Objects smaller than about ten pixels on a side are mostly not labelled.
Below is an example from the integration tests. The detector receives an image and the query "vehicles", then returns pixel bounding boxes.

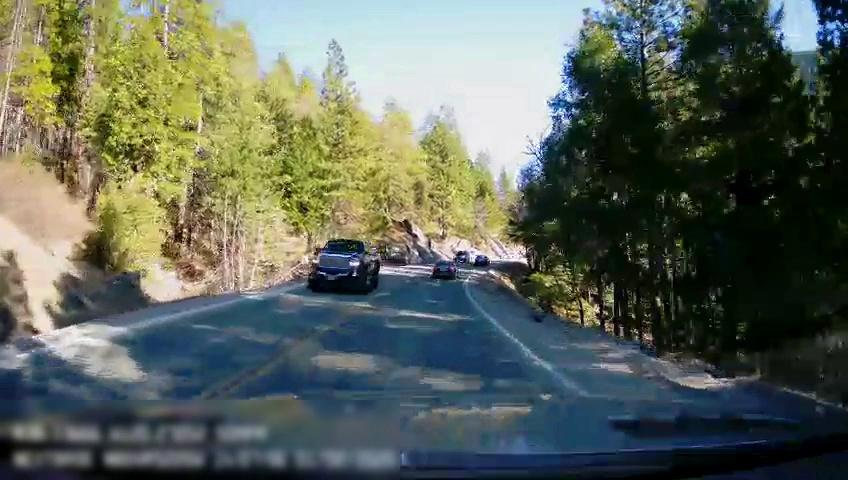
[432,259,458,280]
[474,254,490,267]
[306,238,381,295]
[453,249,470,265]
